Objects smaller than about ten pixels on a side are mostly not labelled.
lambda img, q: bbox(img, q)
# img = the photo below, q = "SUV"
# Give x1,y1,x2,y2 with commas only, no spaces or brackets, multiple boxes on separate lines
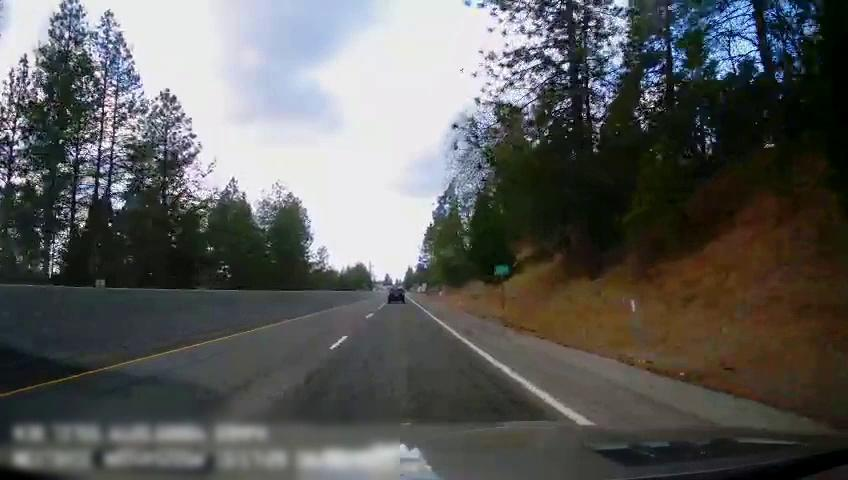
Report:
387,287,407,305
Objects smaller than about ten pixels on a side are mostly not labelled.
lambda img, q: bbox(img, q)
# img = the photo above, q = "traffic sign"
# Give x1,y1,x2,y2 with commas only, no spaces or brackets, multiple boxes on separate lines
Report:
494,264,510,276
